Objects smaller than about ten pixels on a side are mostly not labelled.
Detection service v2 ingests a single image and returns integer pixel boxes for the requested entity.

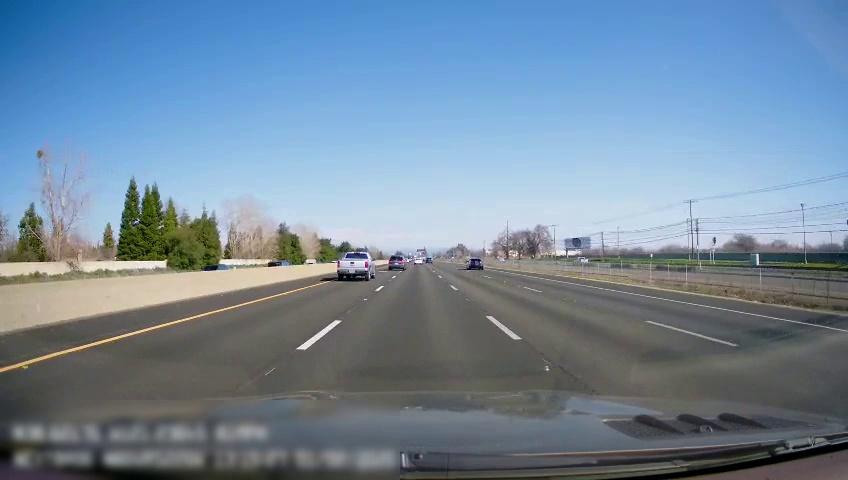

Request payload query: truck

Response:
[336,251,377,283]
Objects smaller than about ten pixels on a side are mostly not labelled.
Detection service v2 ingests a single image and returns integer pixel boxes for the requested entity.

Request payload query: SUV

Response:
[387,254,407,271]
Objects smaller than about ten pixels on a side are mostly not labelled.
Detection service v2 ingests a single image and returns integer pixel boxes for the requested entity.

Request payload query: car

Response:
[466,258,484,270]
